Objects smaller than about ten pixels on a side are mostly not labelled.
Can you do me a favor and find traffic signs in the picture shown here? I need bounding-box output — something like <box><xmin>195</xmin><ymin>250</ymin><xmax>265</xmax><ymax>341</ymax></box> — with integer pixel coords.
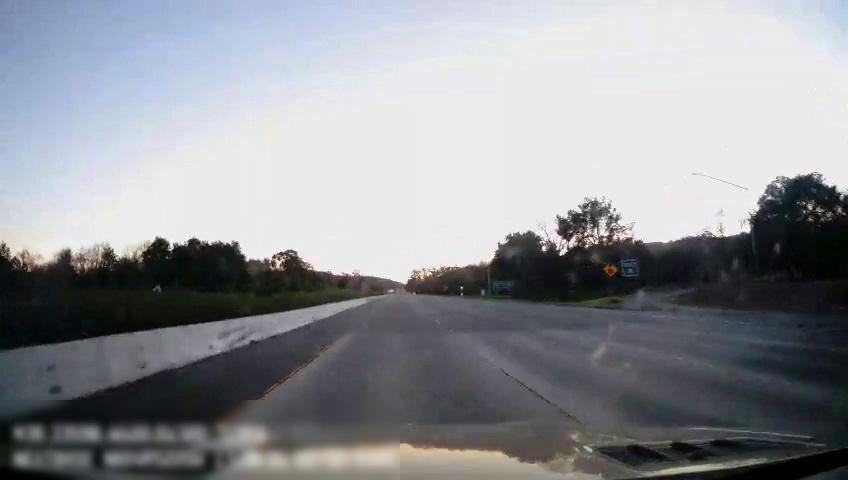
<box><xmin>601</xmin><ymin>261</ymin><xmax>618</xmax><ymax>277</ymax></box>
<box><xmin>621</xmin><ymin>257</ymin><xmax>641</xmax><ymax>277</ymax></box>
